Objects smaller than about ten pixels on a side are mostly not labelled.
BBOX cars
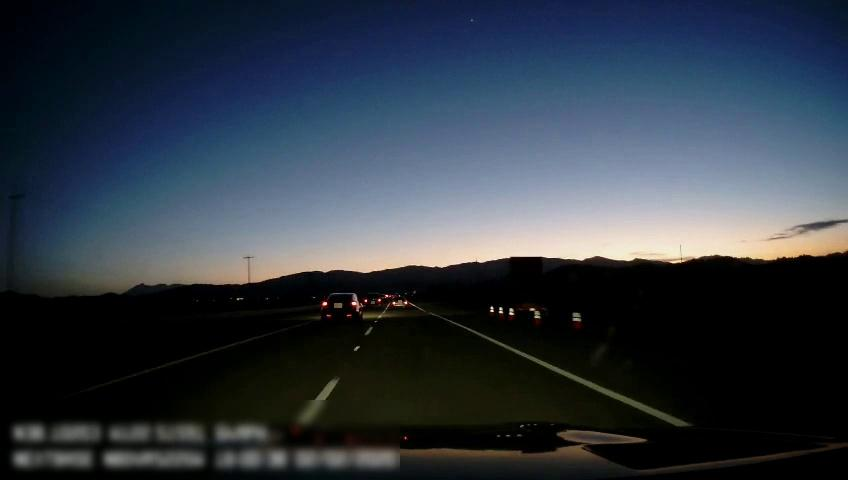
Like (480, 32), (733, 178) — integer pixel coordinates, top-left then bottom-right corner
(321, 292), (360, 322)
(365, 293), (381, 305)
(392, 296), (408, 308)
